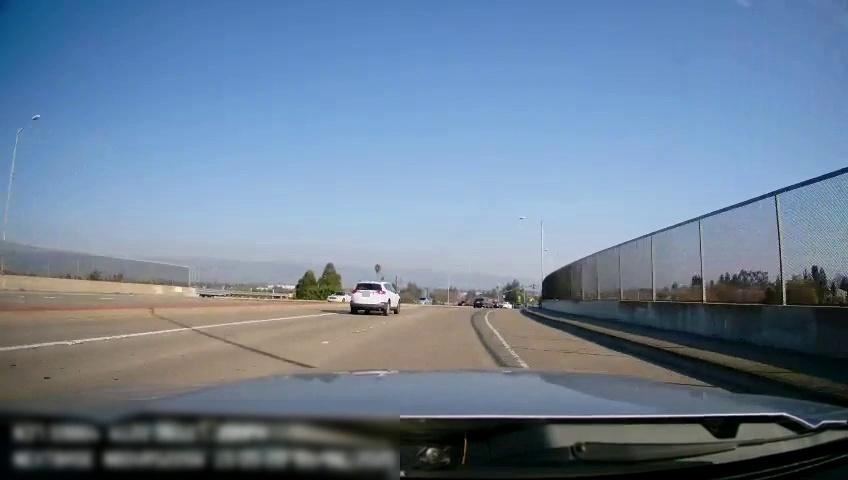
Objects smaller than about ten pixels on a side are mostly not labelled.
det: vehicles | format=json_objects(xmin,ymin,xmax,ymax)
[
  {"xmin": 472, "ymin": 297, "xmax": 487, "ymax": 308},
  {"xmin": 327, "ymin": 291, "xmax": 351, "ymax": 304},
  {"xmin": 350, "ymin": 281, "xmax": 401, "ymax": 317},
  {"xmin": 498, "ymin": 301, "xmax": 513, "ymax": 310},
  {"xmin": 416, "ymin": 297, "xmax": 432, "ymax": 305},
  {"xmin": 455, "ymin": 300, "xmax": 470, "ymax": 307}
]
